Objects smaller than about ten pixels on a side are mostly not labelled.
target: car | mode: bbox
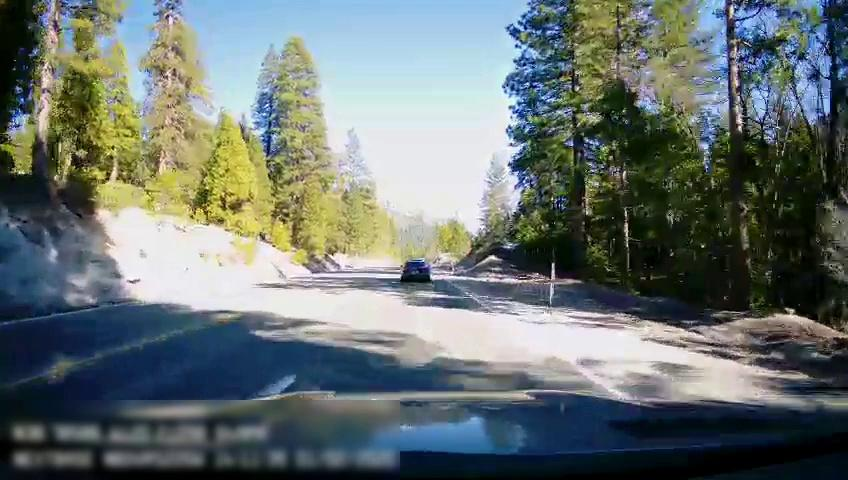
[401,260,430,282]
